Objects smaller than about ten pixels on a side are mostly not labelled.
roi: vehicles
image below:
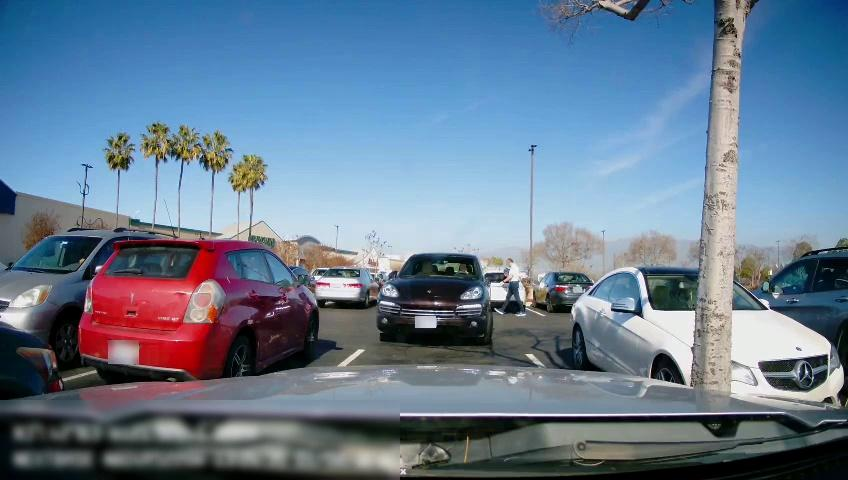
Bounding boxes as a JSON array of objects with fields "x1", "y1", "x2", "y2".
[
  {"x1": 732, "y1": 246, "x2": 848, "y2": 396},
  {"x1": 0, "y1": 226, "x2": 206, "y2": 370},
  {"x1": 77, "y1": 239, "x2": 320, "y2": 385},
  {"x1": 0, "y1": 321, "x2": 64, "y2": 402},
  {"x1": 365, "y1": 273, "x2": 389, "y2": 291},
  {"x1": 314, "y1": 268, "x2": 384, "y2": 309},
  {"x1": 271, "y1": 265, "x2": 326, "y2": 292},
  {"x1": 570, "y1": 266, "x2": 848, "y2": 409},
  {"x1": 477, "y1": 270, "x2": 526, "y2": 313},
  {"x1": 376, "y1": 252, "x2": 493, "y2": 345},
  {"x1": 532, "y1": 271, "x2": 600, "y2": 313},
  {"x1": 304, "y1": 266, "x2": 352, "y2": 291}
]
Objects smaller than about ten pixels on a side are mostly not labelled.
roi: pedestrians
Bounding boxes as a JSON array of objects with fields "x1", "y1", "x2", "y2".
[{"x1": 493, "y1": 257, "x2": 525, "y2": 316}]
